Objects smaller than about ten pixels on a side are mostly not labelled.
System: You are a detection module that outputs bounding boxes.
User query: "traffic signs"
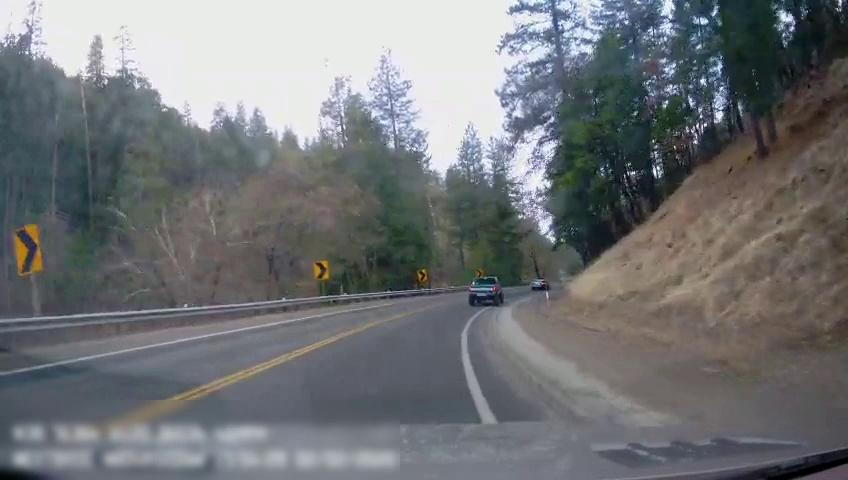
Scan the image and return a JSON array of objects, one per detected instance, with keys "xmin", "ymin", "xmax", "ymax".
[
  {"xmin": 417, "ymin": 269, "xmax": 428, "ymax": 282},
  {"xmin": 14, "ymin": 224, "xmax": 43, "ymax": 276},
  {"xmin": 314, "ymin": 260, "xmax": 329, "ymax": 280}
]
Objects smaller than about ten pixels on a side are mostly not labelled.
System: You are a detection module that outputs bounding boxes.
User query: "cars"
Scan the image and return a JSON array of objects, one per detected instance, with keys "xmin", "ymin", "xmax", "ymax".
[{"xmin": 531, "ymin": 278, "xmax": 550, "ymax": 291}]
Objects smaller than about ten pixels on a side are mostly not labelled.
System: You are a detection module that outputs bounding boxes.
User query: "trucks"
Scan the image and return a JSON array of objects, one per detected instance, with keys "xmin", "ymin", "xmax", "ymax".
[{"xmin": 468, "ymin": 277, "xmax": 504, "ymax": 307}]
